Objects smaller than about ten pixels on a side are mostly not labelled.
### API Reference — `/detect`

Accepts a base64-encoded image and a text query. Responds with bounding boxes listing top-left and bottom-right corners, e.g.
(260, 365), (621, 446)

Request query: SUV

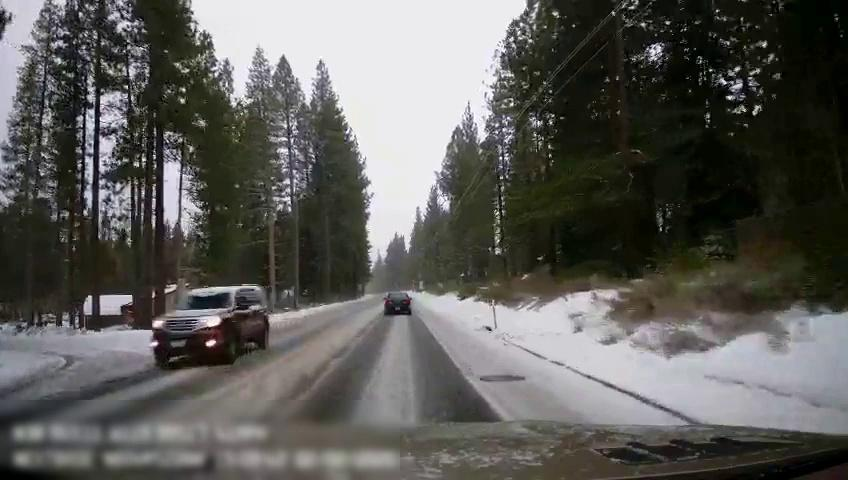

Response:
(152, 286), (271, 369)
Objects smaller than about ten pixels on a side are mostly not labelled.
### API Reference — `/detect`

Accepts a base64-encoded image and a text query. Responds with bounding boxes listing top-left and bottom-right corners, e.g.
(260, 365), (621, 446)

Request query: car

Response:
(383, 291), (413, 316)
